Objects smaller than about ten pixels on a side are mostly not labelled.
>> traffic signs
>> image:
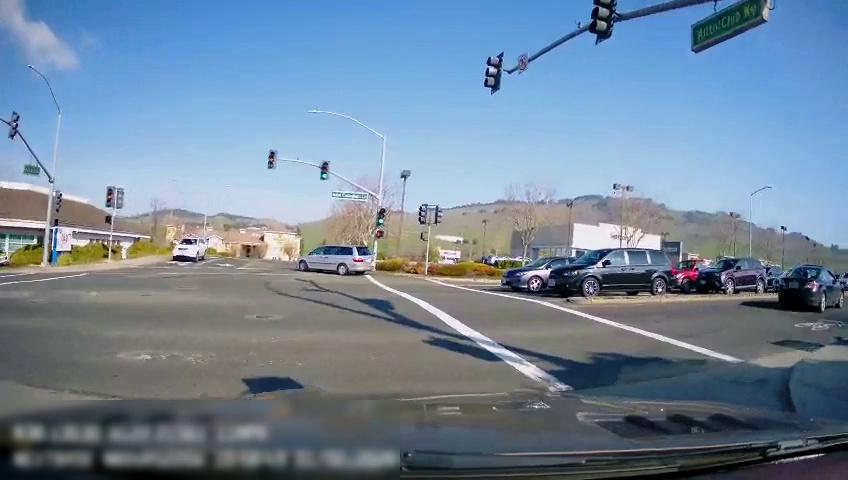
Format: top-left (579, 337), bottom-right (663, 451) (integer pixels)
top-left (22, 162), bottom-right (42, 177)
top-left (327, 189), bottom-right (370, 203)
top-left (690, 0), bottom-right (771, 55)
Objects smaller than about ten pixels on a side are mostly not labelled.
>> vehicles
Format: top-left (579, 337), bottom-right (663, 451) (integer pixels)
top-left (669, 258), bottom-right (710, 294)
top-left (172, 235), bottom-right (207, 263)
top-left (757, 261), bottom-right (790, 291)
top-left (504, 255), bottom-right (578, 293)
top-left (696, 255), bottom-right (769, 296)
top-left (547, 247), bottom-right (678, 298)
top-left (775, 264), bottom-right (846, 314)
top-left (296, 243), bottom-right (375, 277)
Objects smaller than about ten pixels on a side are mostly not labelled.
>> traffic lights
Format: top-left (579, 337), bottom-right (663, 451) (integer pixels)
top-left (114, 186), bottom-right (126, 209)
top-left (482, 50), bottom-right (506, 96)
top-left (53, 190), bottom-right (64, 214)
top-left (432, 204), bottom-right (444, 225)
top-left (417, 202), bottom-right (429, 226)
top-left (104, 185), bottom-right (115, 209)
top-left (7, 110), bottom-right (21, 140)
top-left (587, 0), bottom-right (618, 47)
top-left (318, 160), bottom-right (330, 181)
top-left (266, 149), bottom-right (278, 170)
top-left (374, 228), bottom-right (385, 241)
top-left (374, 207), bottom-right (387, 227)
